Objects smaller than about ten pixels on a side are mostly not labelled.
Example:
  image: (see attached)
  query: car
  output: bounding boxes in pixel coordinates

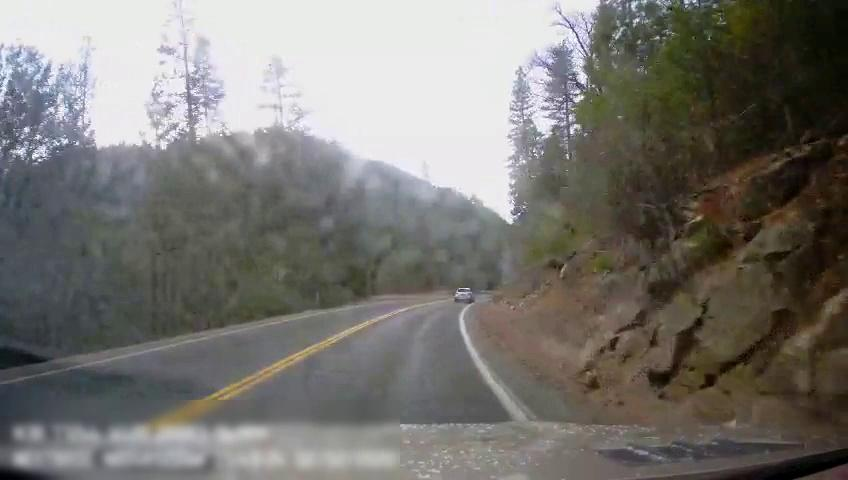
[454,287,473,303]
